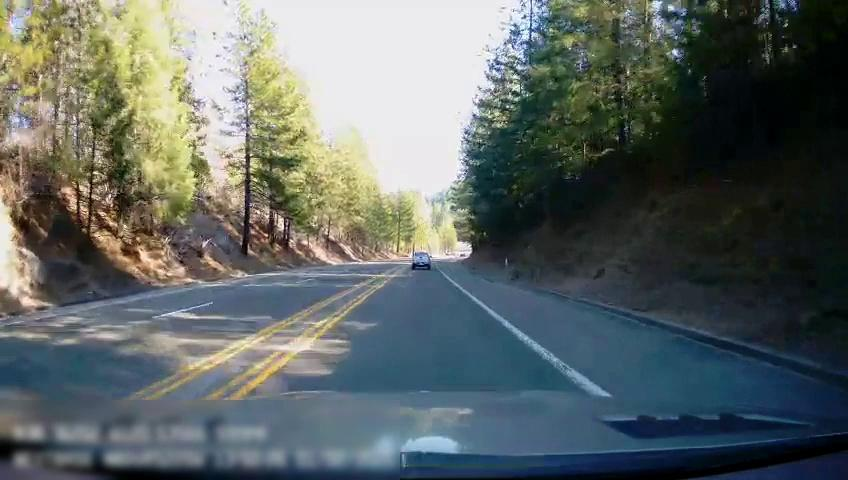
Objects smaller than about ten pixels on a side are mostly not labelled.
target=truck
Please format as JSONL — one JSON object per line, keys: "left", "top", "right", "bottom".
{"left": 411, "top": 249, "right": 433, "bottom": 271}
